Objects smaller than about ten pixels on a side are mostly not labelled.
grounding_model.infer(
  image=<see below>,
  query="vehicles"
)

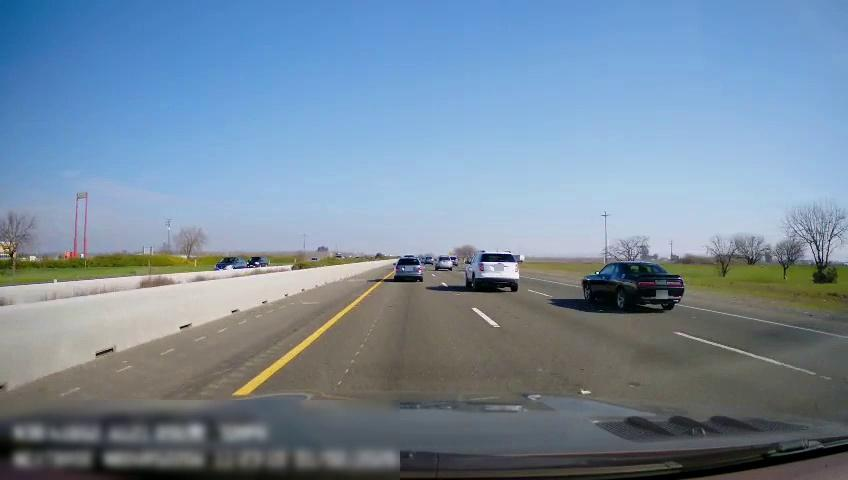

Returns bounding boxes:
[434,255,454,272]
[464,250,519,292]
[215,256,247,271]
[246,256,270,268]
[394,257,424,282]
[581,261,686,313]
[450,255,460,268]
